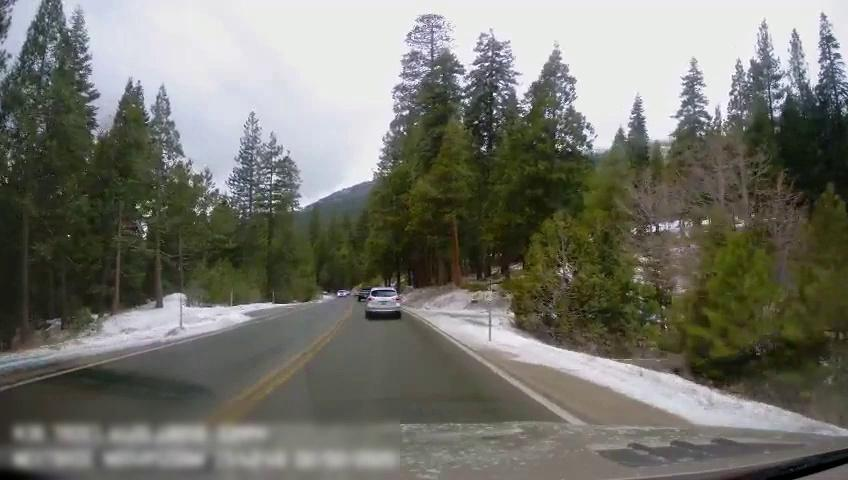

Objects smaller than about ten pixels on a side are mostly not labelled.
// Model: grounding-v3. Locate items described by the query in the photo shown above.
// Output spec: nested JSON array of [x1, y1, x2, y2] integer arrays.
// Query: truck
[[358, 287, 372, 301]]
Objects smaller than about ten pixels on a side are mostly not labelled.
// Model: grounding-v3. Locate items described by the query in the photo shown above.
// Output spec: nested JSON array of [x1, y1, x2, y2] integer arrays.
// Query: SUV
[[364, 287, 402, 320]]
